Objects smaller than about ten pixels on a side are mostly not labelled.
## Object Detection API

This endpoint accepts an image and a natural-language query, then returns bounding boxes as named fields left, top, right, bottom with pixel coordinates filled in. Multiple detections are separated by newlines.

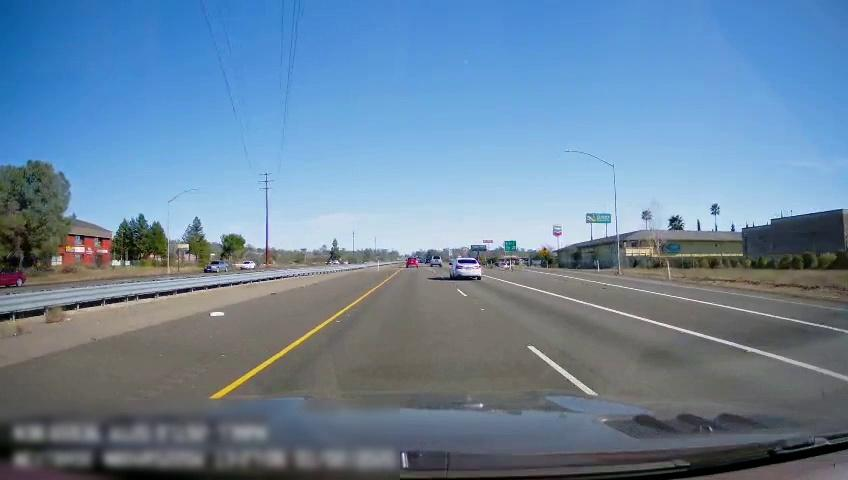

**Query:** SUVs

left=430, top=255, right=443, bottom=267
left=239, top=261, right=256, bottom=271
left=405, top=256, right=419, bottom=268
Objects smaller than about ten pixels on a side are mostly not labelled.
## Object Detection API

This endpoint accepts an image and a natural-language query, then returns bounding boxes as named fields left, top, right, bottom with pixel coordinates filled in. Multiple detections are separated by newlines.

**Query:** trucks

left=0, top=271, right=25, bottom=288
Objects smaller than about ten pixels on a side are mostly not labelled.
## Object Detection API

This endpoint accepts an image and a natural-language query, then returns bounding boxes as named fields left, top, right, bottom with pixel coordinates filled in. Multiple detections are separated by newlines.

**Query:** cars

left=203, top=260, right=231, bottom=273
left=447, top=257, right=482, bottom=281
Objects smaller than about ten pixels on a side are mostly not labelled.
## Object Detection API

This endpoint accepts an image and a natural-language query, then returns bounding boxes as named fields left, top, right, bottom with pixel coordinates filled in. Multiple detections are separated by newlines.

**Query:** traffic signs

left=502, top=240, right=517, bottom=254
